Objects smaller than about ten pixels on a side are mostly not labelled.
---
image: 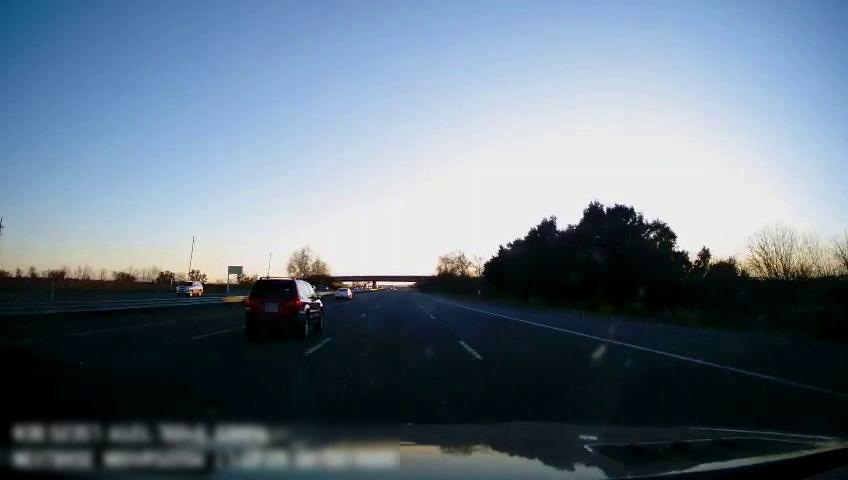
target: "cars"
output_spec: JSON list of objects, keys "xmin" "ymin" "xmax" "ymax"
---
[{"xmin": 336, "ymin": 287, "xmax": 353, "ymax": 300}]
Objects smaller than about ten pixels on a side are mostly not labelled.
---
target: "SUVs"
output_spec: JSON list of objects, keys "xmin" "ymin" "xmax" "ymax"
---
[
  {"xmin": 245, "ymin": 276, "xmax": 324, "ymax": 339},
  {"xmin": 176, "ymin": 281, "xmax": 204, "ymax": 297}
]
